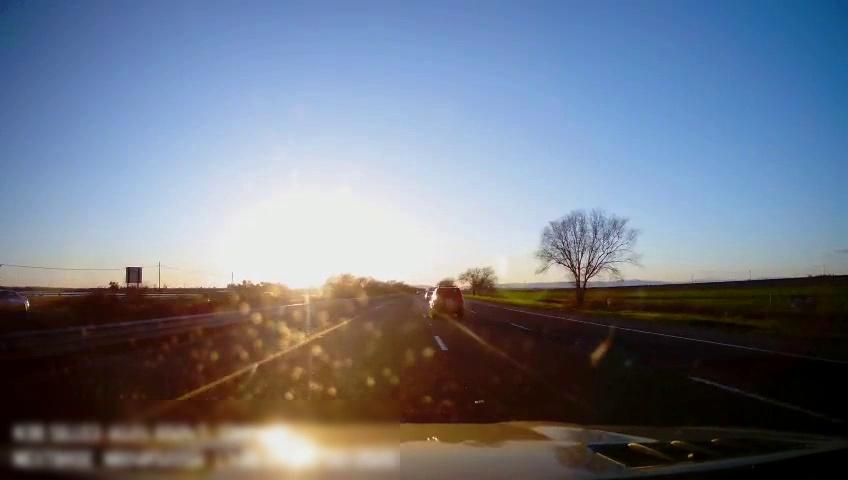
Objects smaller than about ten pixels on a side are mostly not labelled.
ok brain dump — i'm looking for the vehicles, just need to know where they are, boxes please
[424,290,435,303]
[430,286,464,318]
[0,289,30,318]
